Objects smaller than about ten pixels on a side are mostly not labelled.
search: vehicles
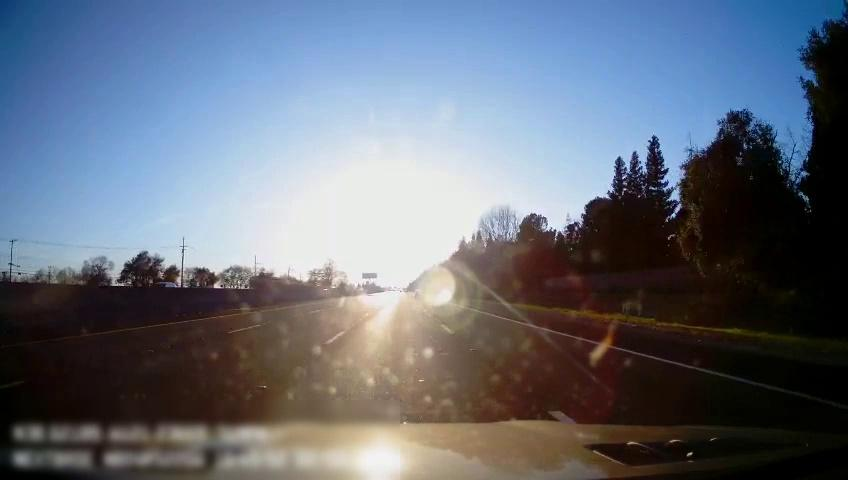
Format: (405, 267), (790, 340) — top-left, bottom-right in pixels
(148, 282), (178, 291)
(414, 289), (425, 298)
